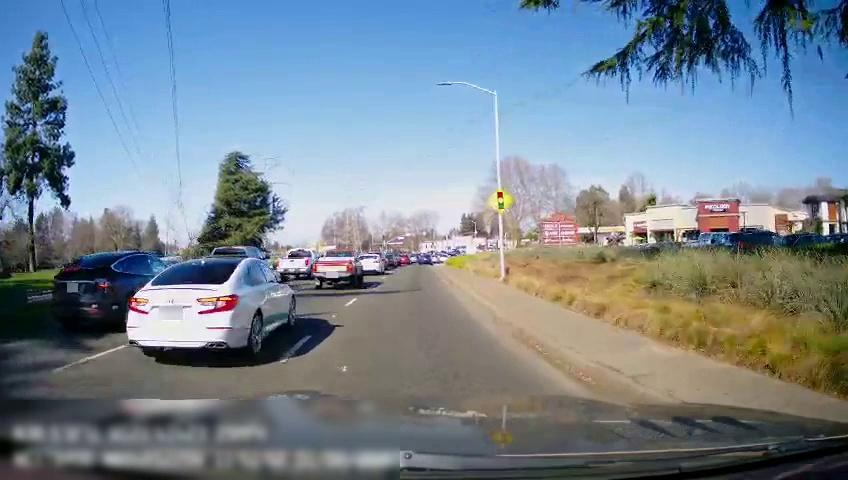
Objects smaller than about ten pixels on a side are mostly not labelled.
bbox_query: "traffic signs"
[488,186,512,215]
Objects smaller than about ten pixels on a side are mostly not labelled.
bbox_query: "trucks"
[209,246,276,269]
[275,247,318,280]
[311,249,365,289]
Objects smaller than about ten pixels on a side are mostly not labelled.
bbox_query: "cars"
[126,256,297,363]
[358,254,385,275]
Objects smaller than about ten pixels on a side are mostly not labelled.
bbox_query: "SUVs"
[52,250,167,319]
